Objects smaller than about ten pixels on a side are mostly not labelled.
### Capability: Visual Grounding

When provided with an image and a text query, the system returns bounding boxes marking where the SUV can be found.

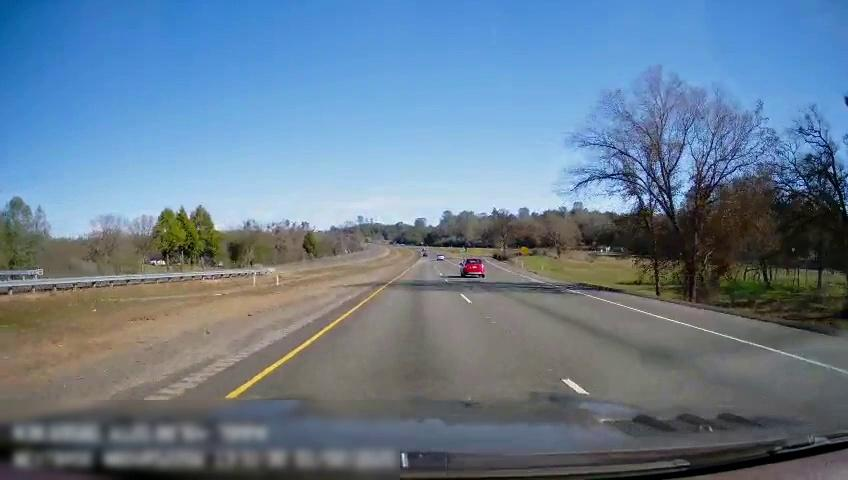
[436,254,446,262]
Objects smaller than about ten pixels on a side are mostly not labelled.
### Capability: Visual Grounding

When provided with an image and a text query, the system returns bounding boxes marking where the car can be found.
[459,258,485,277]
